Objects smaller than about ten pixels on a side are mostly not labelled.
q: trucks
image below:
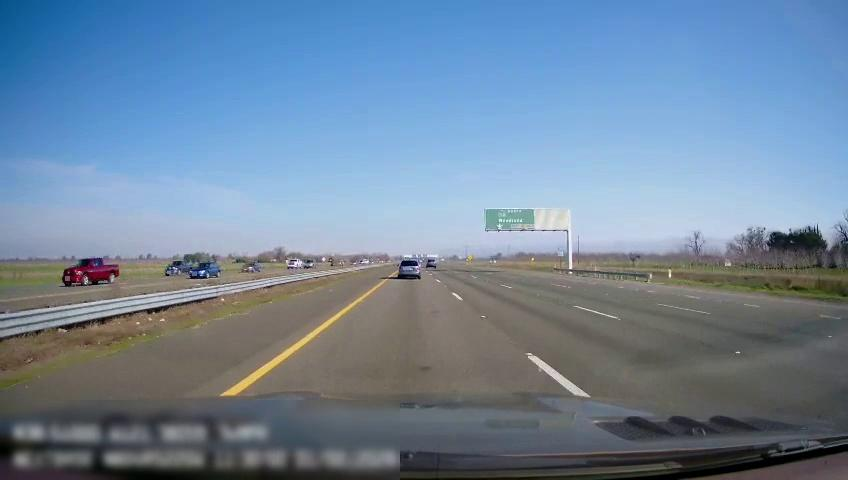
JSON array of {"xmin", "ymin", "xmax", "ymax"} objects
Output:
[
  {"xmin": 62, "ymin": 258, "xmax": 120, "ymax": 287},
  {"xmin": 286, "ymin": 259, "xmax": 303, "ymax": 270}
]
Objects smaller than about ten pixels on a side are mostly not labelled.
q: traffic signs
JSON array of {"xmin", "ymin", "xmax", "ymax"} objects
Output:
[{"xmin": 484, "ymin": 206, "xmax": 535, "ymax": 231}]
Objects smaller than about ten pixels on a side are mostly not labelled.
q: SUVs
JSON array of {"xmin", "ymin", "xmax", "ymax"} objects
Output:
[
  {"xmin": 425, "ymin": 260, "xmax": 436, "ymax": 269},
  {"xmin": 397, "ymin": 259, "xmax": 420, "ymax": 279},
  {"xmin": 240, "ymin": 261, "xmax": 262, "ymax": 273},
  {"xmin": 303, "ymin": 260, "xmax": 318, "ymax": 270}
]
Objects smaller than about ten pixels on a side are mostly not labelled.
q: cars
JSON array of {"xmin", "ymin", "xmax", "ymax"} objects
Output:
[
  {"xmin": 189, "ymin": 262, "xmax": 221, "ymax": 279},
  {"xmin": 164, "ymin": 260, "xmax": 193, "ymax": 277}
]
